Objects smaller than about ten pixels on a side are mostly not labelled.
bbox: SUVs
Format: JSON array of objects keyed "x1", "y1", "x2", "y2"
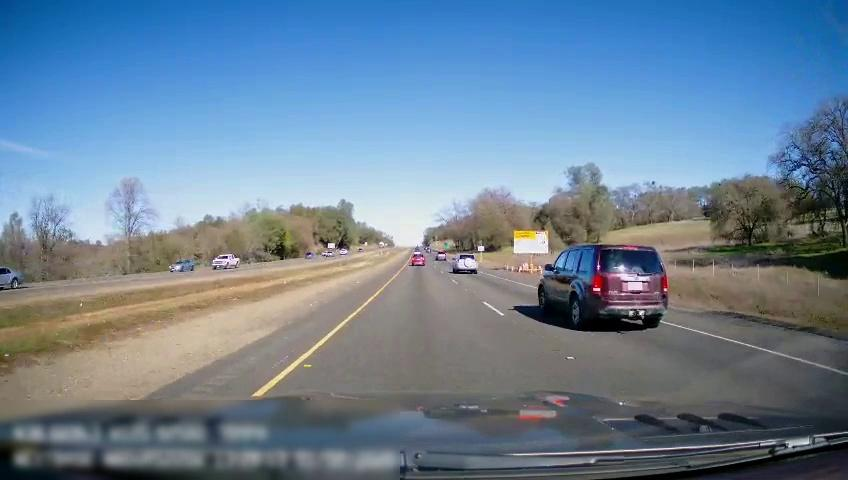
[
  {"x1": 450, "y1": 253, "x2": 479, "y2": 275},
  {"x1": 435, "y1": 249, "x2": 448, "y2": 260},
  {"x1": 411, "y1": 253, "x2": 426, "y2": 266},
  {"x1": 169, "y1": 258, "x2": 196, "y2": 272},
  {"x1": 537, "y1": 243, "x2": 669, "y2": 330}
]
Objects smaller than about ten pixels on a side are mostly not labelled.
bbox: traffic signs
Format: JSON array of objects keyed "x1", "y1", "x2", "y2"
[{"x1": 513, "y1": 230, "x2": 549, "y2": 255}]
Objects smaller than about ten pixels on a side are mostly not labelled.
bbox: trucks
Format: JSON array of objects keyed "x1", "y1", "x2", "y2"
[{"x1": 211, "y1": 254, "x2": 241, "y2": 271}]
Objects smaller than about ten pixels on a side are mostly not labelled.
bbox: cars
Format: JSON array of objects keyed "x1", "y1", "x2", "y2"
[{"x1": 0, "y1": 266, "x2": 22, "y2": 290}]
